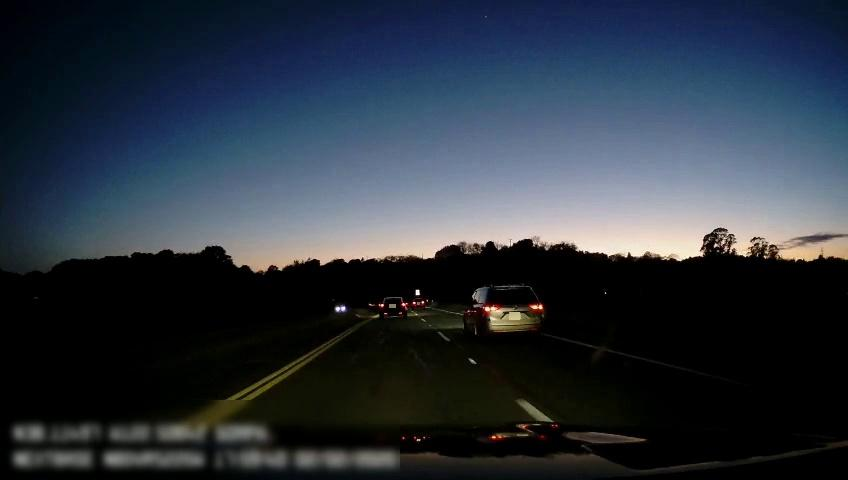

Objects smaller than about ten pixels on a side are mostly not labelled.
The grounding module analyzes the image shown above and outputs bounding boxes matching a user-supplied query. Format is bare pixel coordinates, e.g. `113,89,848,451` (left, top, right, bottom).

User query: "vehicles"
411,296,425,307
377,296,408,319
463,283,545,342
332,300,348,314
